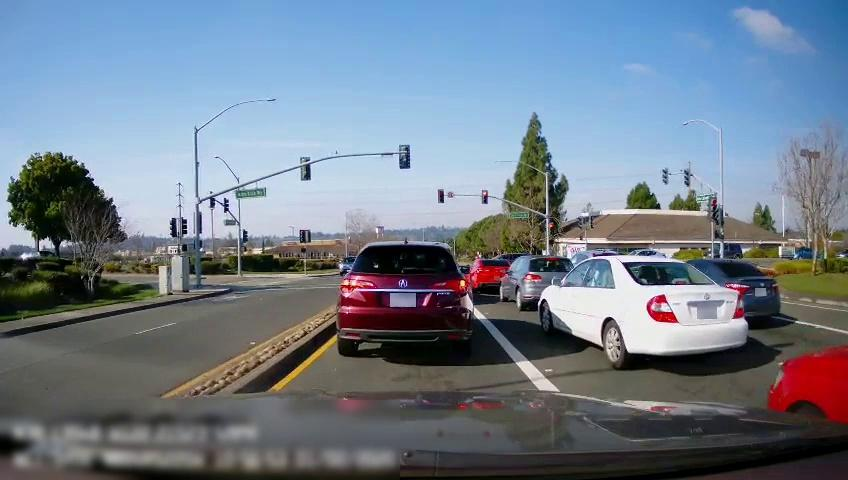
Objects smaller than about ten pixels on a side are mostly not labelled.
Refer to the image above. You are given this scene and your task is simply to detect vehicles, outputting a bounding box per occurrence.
[334,241,475,357]
[337,255,357,275]
[465,259,508,296]
[703,241,744,260]
[499,255,574,312]
[537,255,748,370]
[629,249,666,257]
[569,250,618,267]
[686,258,782,317]
[765,345,848,425]
[789,248,816,261]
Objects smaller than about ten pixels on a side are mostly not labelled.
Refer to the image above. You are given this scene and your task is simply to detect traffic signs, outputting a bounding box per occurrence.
[510,212,529,220]
[224,219,237,227]
[236,187,267,200]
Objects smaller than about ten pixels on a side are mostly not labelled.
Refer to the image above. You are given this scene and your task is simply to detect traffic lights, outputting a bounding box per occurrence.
[222,197,231,214]
[480,188,489,207]
[299,230,305,243]
[682,169,690,185]
[305,230,311,243]
[712,202,720,221]
[182,218,189,234]
[590,217,596,230]
[210,197,217,210]
[581,217,588,230]
[298,154,311,180]
[436,188,446,205]
[398,143,411,168]
[168,217,176,236]
[662,168,670,185]
[240,229,249,243]
[705,195,715,220]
